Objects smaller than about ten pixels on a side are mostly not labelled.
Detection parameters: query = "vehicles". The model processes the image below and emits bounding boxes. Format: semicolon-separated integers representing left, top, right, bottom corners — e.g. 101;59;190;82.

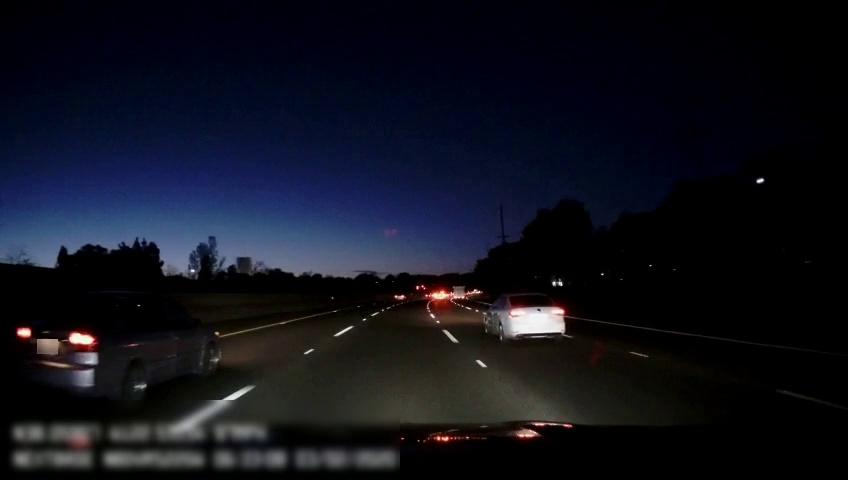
453;286;465;301
14;290;221;424
482;293;566;347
